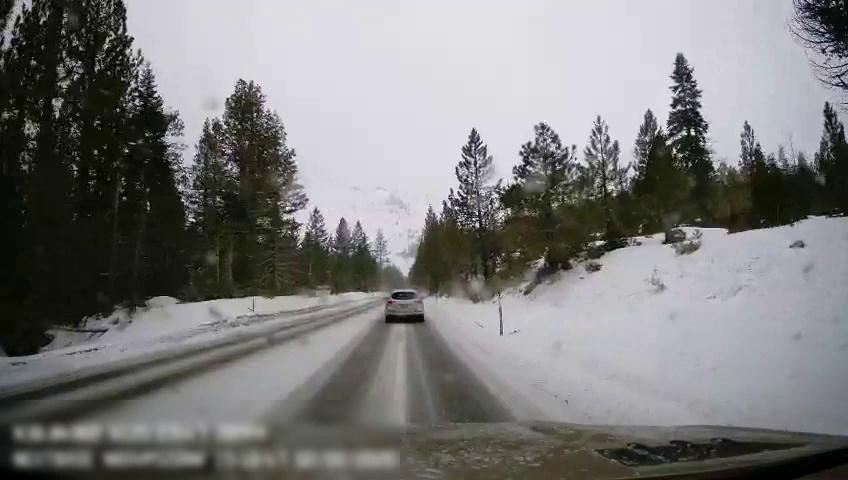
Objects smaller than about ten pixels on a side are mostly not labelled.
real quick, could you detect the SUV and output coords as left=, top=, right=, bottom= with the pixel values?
left=384, top=288, right=424, bottom=323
